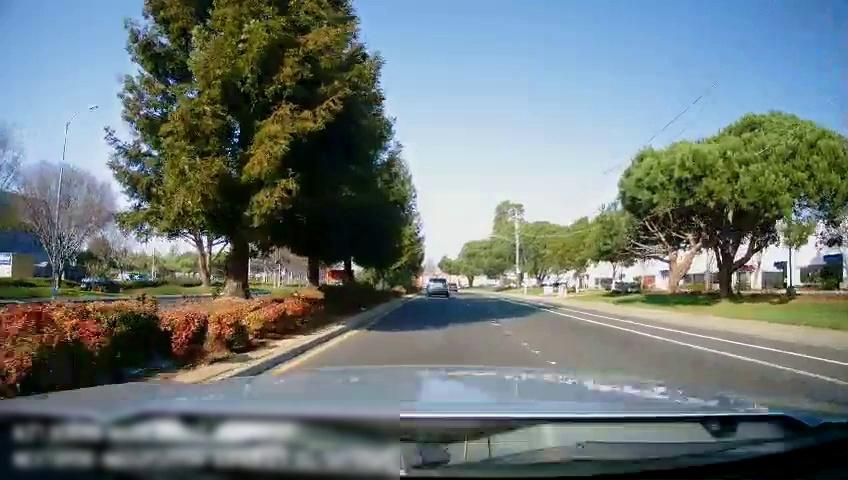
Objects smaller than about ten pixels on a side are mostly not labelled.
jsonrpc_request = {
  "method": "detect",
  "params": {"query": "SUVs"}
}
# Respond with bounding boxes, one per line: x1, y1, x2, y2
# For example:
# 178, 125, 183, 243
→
428, 277, 449, 297
448, 282, 458, 292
